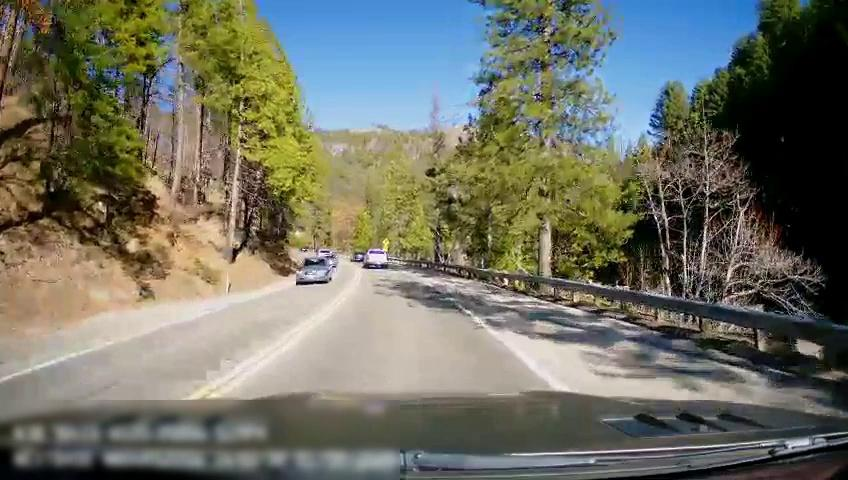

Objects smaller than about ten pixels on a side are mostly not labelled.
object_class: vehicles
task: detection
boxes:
[360,248,387,269]
[316,248,332,261]
[294,257,333,285]
[352,252,364,261]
